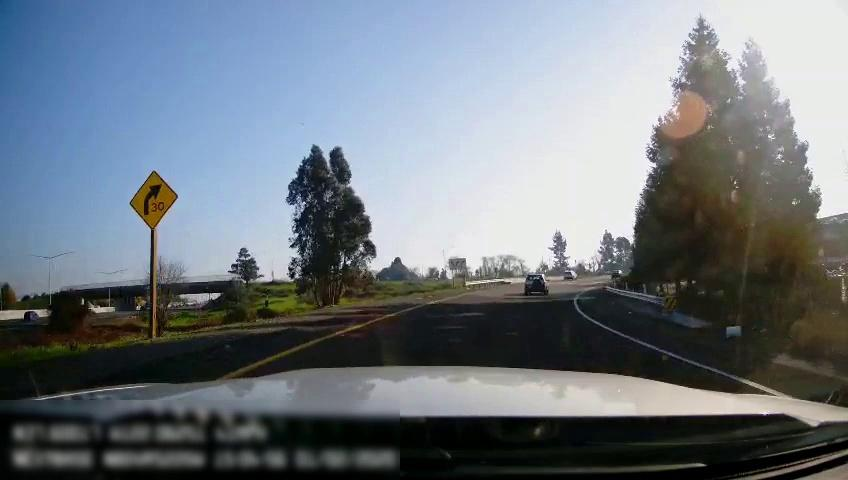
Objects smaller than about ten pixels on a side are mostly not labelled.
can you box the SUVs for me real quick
[562,271,578,282]
[23,310,39,323]
[523,275,548,296]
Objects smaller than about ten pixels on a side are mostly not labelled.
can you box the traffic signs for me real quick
[449,257,466,270]
[129,169,177,230]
